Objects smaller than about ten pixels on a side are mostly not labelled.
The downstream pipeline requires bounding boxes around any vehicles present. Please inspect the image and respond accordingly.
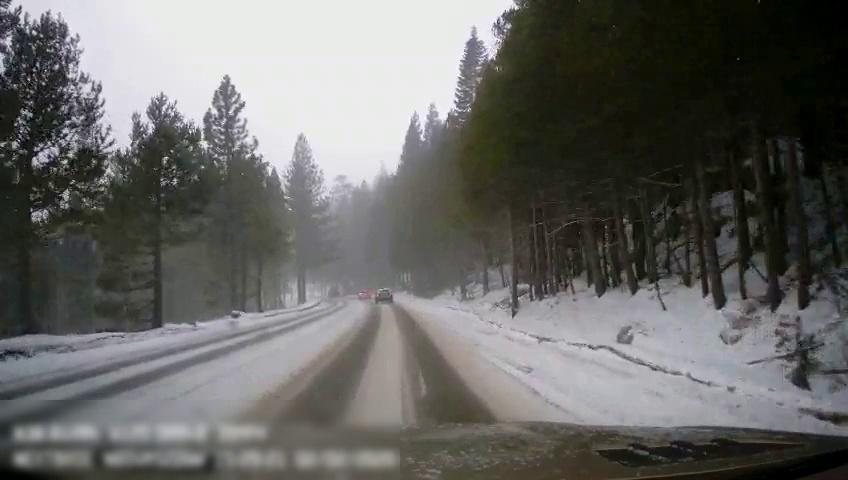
[327,291,340,298]
[358,291,371,300]
[375,288,393,304]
